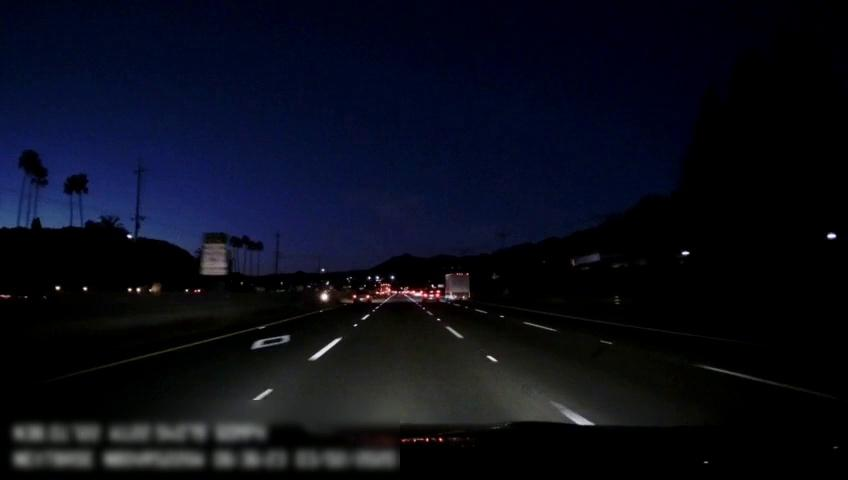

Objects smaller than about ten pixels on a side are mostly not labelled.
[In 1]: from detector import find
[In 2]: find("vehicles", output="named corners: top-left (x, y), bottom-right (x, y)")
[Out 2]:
top-left (422, 288), bottom-right (439, 302)
top-left (352, 289), bottom-right (372, 305)
top-left (443, 274), bottom-right (470, 301)
top-left (378, 284), bottom-right (392, 296)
